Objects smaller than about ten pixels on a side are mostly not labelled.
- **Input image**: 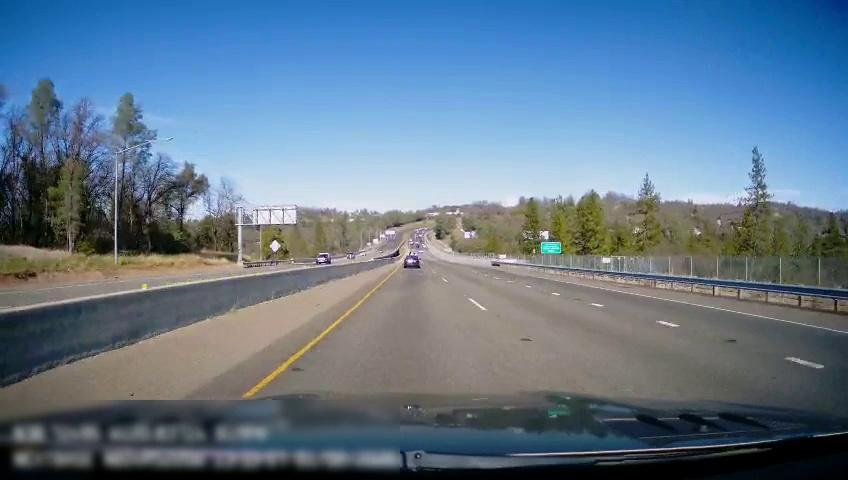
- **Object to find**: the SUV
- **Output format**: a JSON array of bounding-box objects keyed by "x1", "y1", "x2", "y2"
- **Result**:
[{"x1": 315, "y1": 252, "x2": 332, "y2": 265}]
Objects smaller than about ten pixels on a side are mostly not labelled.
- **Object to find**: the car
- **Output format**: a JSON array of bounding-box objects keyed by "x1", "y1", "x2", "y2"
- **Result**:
[{"x1": 402, "y1": 254, "x2": 420, "y2": 269}]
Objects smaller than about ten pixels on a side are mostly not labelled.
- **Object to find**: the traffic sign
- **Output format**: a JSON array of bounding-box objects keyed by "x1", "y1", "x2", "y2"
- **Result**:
[{"x1": 540, "y1": 241, "x2": 562, "y2": 255}]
